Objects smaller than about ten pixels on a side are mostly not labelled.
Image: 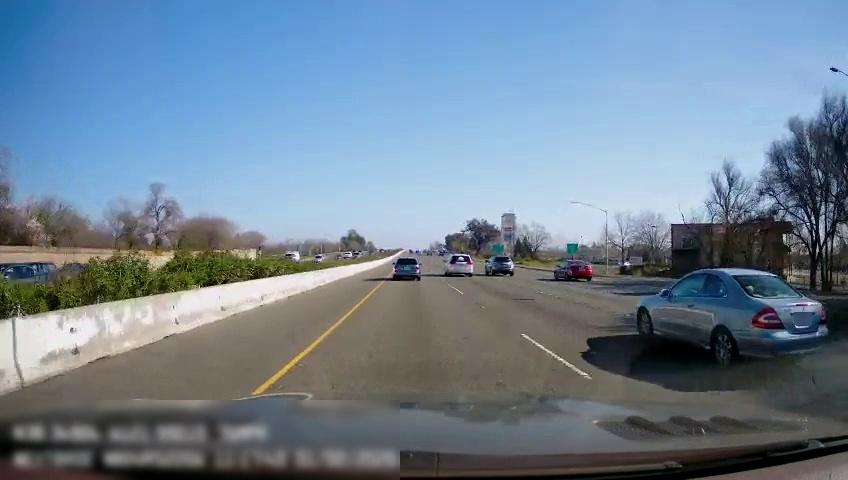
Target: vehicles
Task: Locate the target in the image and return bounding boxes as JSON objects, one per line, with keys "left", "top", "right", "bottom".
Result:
{"left": 392, "top": 258, "right": 422, "bottom": 282}
{"left": 553, "top": 259, "right": 592, "bottom": 281}
{"left": 284, "top": 251, "right": 300, "bottom": 264}
{"left": 633, "top": 267, "right": 828, "bottom": 369}
{"left": 312, "top": 255, "right": 325, "bottom": 263}
{"left": 343, "top": 252, "right": 352, "bottom": 259}
{"left": 444, "top": 254, "right": 474, "bottom": 278}
{"left": 0, "top": 262, "right": 48, "bottom": 282}
{"left": 26, "top": 262, "right": 59, "bottom": 273}
{"left": 483, "top": 255, "right": 514, "bottom": 277}
{"left": 46, "top": 262, "right": 90, "bottom": 282}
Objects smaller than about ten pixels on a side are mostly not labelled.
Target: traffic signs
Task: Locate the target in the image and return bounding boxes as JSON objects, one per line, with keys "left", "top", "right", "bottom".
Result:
{"left": 567, "top": 243, "right": 579, "bottom": 256}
